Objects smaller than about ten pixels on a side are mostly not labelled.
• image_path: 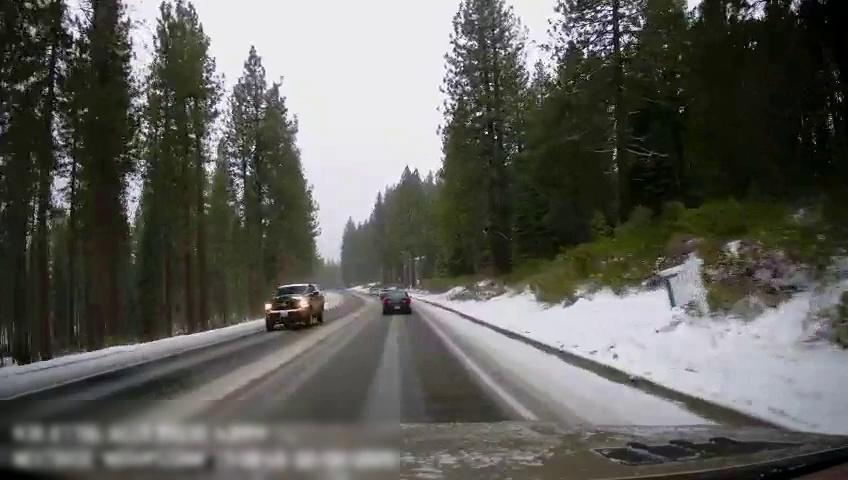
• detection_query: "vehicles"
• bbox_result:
[264,283,324,332]
[381,289,413,316]
[379,289,389,301]
[369,287,380,297]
